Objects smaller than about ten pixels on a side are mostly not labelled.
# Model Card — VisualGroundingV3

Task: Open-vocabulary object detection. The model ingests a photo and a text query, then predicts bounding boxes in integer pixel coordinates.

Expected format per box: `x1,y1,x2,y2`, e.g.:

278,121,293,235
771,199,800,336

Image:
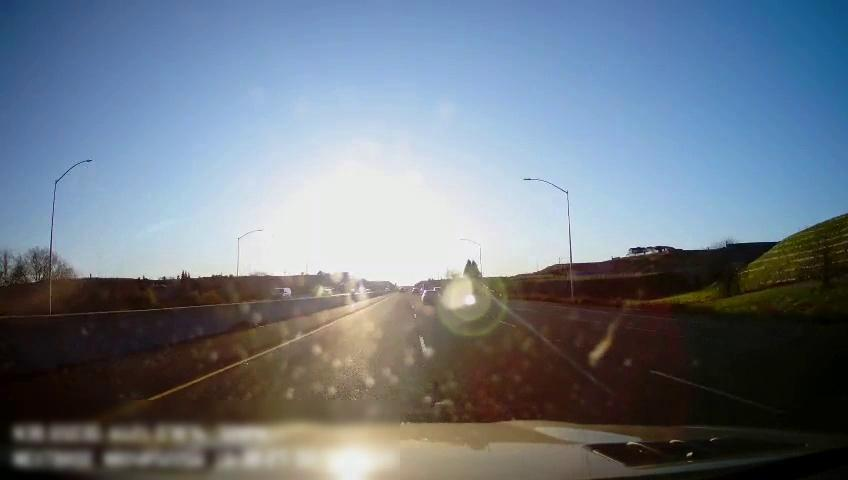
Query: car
421,290,438,304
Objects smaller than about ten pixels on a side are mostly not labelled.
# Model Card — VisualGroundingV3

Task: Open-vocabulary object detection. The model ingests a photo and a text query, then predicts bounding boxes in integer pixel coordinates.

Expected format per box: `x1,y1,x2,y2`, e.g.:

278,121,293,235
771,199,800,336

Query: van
270,287,292,301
